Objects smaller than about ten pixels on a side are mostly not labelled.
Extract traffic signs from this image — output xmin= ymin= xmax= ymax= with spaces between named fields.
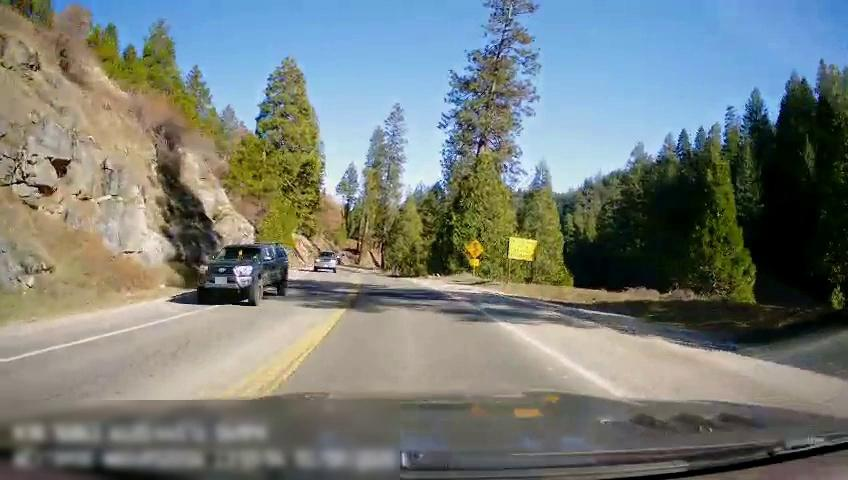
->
xmin=507 ymin=236 xmax=537 ymax=261
xmin=465 ymin=239 xmax=485 ymax=258
xmin=468 ymin=258 xmax=480 ymax=271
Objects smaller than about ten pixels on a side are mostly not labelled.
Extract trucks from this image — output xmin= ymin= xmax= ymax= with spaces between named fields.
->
xmin=199 ymin=243 xmax=289 ymax=307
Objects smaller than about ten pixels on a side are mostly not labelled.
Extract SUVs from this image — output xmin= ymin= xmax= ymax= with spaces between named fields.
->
xmin=312 ymin=251 xmax=337 ymax=273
